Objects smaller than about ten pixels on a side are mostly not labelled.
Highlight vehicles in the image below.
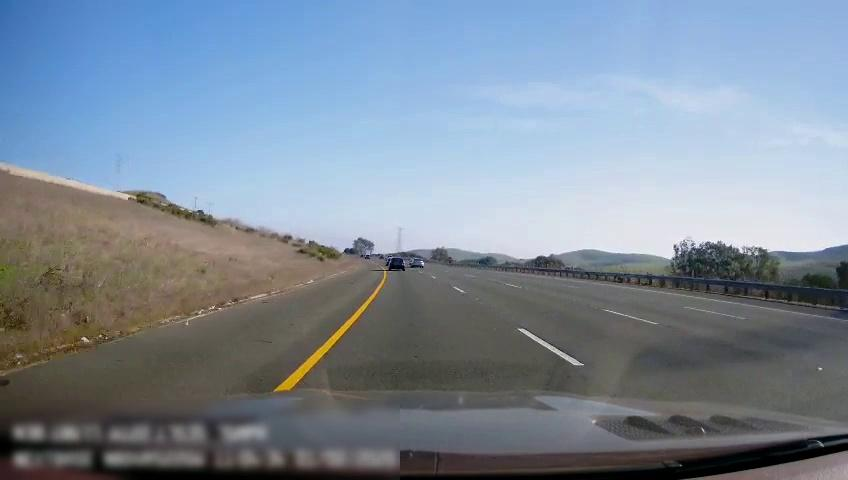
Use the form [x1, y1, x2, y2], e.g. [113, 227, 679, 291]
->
[359, 249, 372, 257]
[385, 255, 393, 266]
[388, 258, 406, 272]
[409, 258, 424, 269]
